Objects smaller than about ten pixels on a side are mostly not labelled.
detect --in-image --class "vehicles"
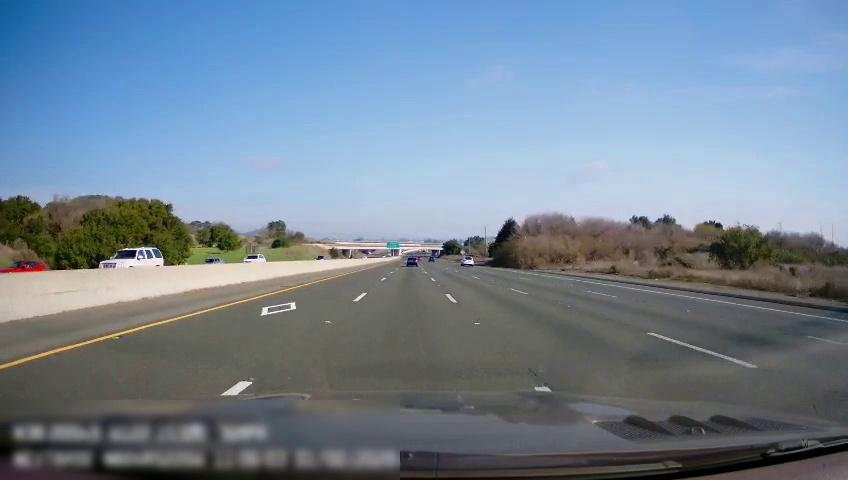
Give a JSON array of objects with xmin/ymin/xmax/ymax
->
[
  {"xmin": 315, "ymin": 255, "xmax": 327, "ymax": 262},
  {"xmin": 461, "ymin": 257, "xmax": 474, "ymax": 267},
  {"xmin": 241, "ymin": 254, "xmax": 267, "ymax": 264},
  {"xmin": 98, "ymin": 247, "xmax": 165, "ymax": 271},
  {"xmin": 406, "ymin": 258, "xmax": 418, "ymax": 268},
  {"xmin": 0, "ymin": 260, "xmax": 47, "ymax": 275},
  {"xmin": 204, "ymin": 257, "xmax": 225, "ymax": 265}
]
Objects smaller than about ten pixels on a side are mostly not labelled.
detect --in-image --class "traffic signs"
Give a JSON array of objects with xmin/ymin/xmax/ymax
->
[{"xmin": 385, "ymin": 242, "xmax": 401, "ymax": 250}]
